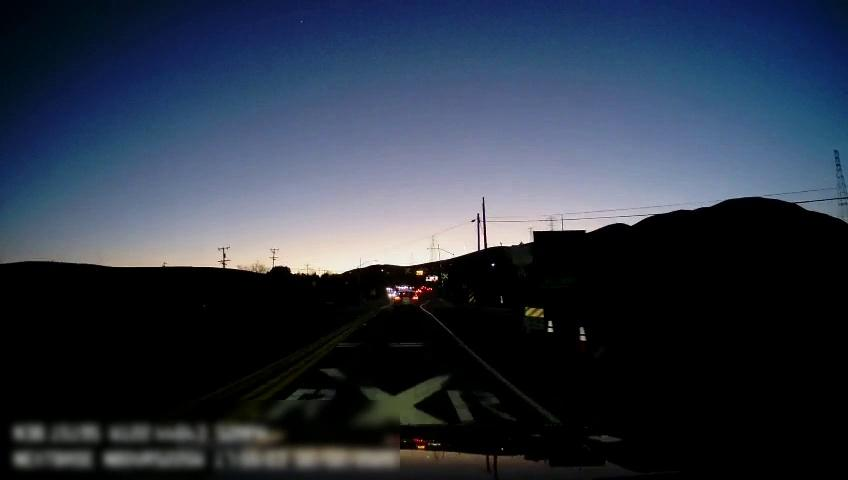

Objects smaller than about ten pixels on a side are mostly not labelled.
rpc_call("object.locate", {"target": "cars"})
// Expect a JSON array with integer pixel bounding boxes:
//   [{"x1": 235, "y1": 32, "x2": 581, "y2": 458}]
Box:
[{"x1": 395, "y1": 290, "x2": 419, "y2": 308}]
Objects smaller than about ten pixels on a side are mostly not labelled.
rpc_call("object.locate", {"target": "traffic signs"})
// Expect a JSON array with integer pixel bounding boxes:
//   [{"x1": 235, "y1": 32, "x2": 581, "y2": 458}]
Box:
[
  {"x1": 468, "y1": 287, "x2": 477, "y2": 304},
  {"x1": 439, "y1": 263, "x2": 449, "y2": 287},
  {"x1": 524, "y1": 306, "x2": 545, "y2": 319}
]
